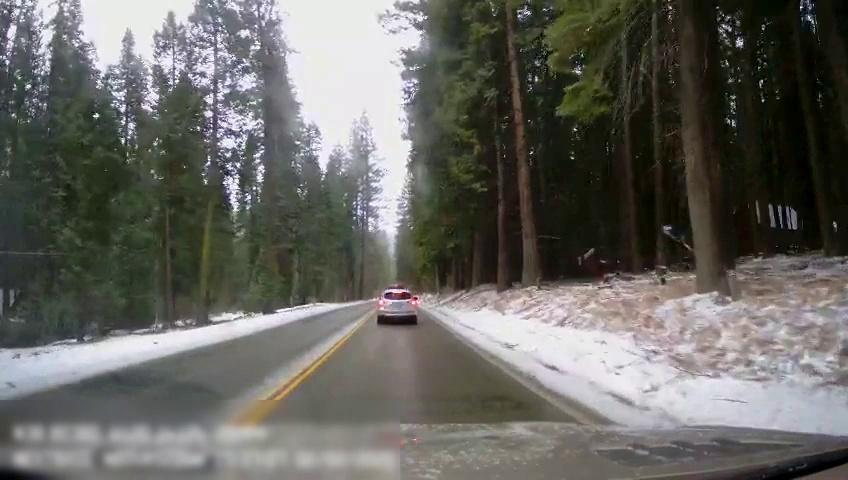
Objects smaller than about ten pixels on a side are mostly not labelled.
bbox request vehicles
[376,288,419,325]
[387,282,405,292]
